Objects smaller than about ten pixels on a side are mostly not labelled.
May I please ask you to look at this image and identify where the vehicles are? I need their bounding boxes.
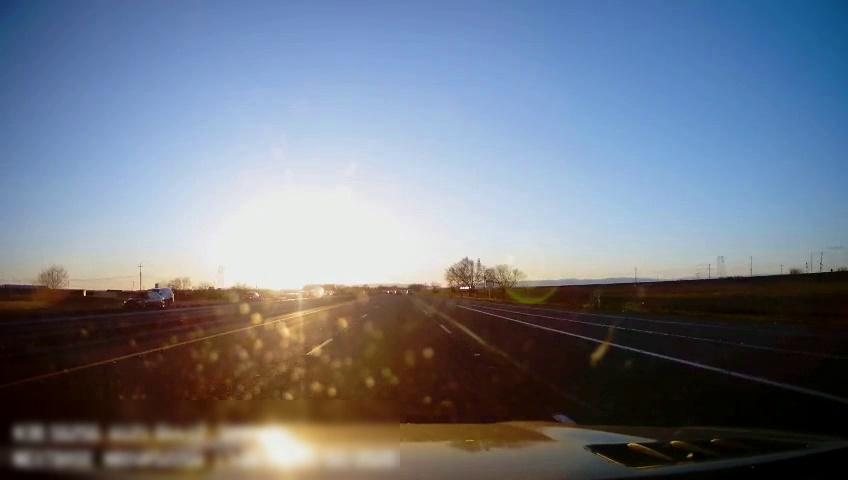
[241,291,260,301]
[121,291,166,312]
[148,287,174,306]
